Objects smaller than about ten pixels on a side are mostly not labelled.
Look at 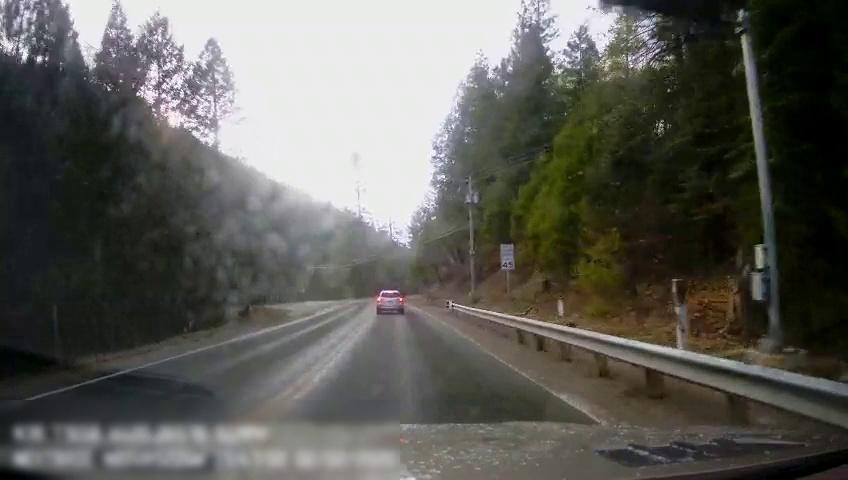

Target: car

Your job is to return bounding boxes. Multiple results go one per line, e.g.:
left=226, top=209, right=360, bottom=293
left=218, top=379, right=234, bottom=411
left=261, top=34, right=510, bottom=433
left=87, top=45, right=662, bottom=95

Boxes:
left=376, top=289, right=405, bottom=315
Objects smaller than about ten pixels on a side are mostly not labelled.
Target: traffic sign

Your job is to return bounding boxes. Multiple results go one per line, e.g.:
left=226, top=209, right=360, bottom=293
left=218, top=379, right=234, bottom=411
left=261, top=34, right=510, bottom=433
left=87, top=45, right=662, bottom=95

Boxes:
left=500, top=244, right=515, bottom=270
